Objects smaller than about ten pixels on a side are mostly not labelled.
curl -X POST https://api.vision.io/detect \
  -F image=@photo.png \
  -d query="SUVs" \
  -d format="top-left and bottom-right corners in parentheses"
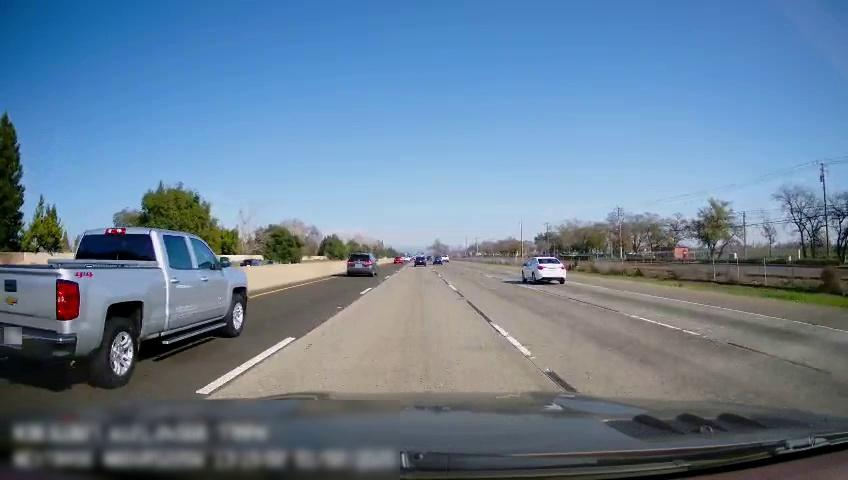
top-left (346, 251), bottom-right (380, 278)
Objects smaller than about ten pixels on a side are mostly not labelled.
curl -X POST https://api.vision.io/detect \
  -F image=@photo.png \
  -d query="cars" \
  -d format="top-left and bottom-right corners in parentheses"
top-left (414, 256), bottom-right (427, 268)
top-left (522, 256), bottom-right (567, 285)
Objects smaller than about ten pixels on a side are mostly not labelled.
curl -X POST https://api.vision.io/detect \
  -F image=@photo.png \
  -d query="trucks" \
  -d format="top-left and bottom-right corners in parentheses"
top-left (0, 227), bottom-right (250, 390)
